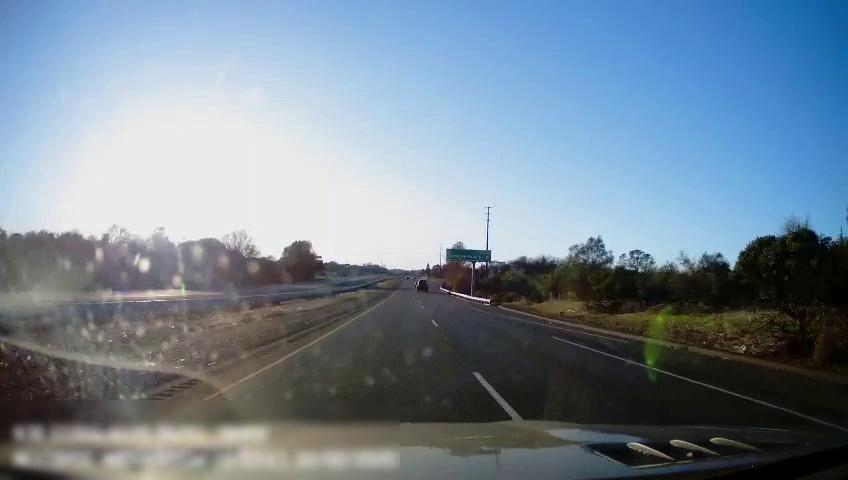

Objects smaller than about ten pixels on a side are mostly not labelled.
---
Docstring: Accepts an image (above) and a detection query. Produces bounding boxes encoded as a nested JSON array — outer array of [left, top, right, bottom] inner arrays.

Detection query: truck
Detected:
[[416, 279, 428, 292]]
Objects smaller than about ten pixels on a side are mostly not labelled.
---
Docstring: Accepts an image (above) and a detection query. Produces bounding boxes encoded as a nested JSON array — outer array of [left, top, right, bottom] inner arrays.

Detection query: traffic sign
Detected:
[[446, 248, 492, 263]]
